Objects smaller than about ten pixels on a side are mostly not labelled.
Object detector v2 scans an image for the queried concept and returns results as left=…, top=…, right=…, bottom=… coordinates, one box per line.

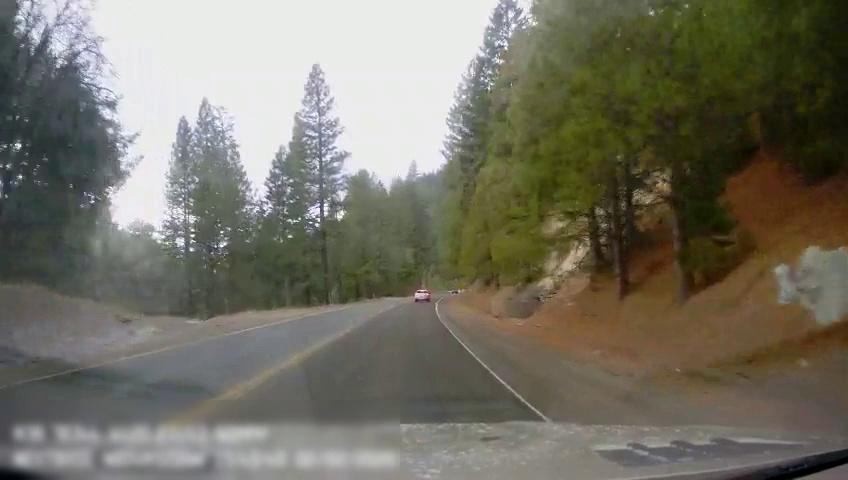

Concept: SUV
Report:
left=414, top=289, right=430, bottom=303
